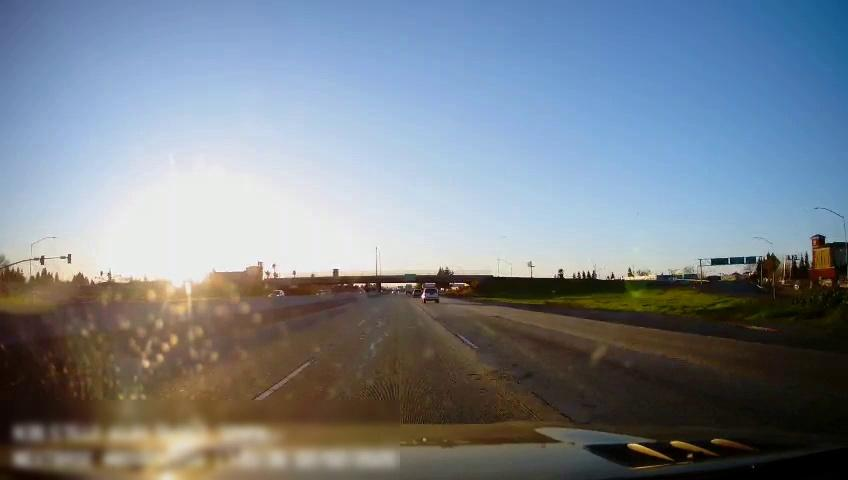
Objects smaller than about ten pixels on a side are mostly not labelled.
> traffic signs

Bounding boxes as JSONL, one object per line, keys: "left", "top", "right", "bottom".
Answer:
{"left": 404, "top": 274, "right": 416, "bottom": 280}
{"left": 730, "top": 257, "right": 744, "bottom": 264}
{"left": 746, "top": 256, "right": 757, "bottom": 264}
{"left": 710, "top": 258, "right": 728, "bottom": 265}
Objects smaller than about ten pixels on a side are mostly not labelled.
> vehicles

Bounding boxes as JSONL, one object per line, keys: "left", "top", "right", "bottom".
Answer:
{"left": 268, "top": 290, "right": 285, "bottom": 297}
{"left": 405, "top": 284, "right": 412, "bottom": 295}
{"left": 315, "top": 290, "right": 327, "bottom": 295}
{"left": 421, "top": 288, "right": 439, "bottom": 304}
